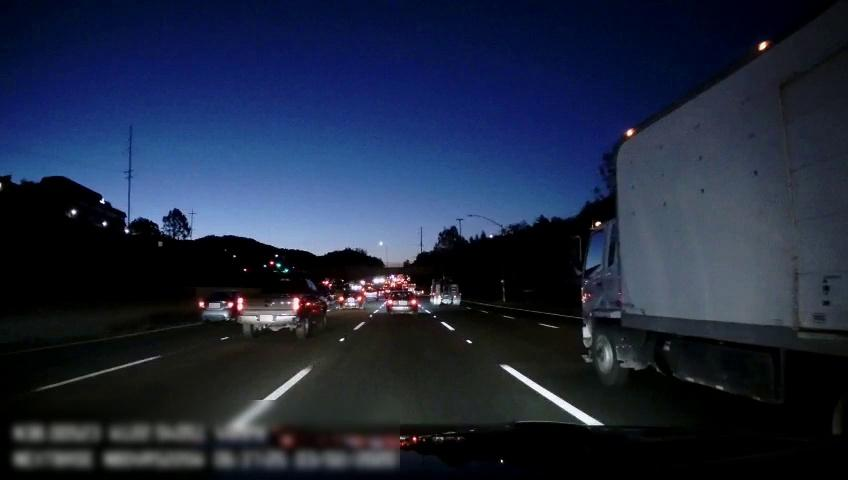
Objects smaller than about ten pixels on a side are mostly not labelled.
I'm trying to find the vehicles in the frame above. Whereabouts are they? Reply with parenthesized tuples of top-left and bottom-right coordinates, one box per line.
(240, 280, 331, 340)
(363, 287, 381, 302)
(574, 0, 848, 437)
(384, 289, 420, 320)
(339, 288, 366, 310)
(197, 290, 250, 325)
(429, 278, 461, 308)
